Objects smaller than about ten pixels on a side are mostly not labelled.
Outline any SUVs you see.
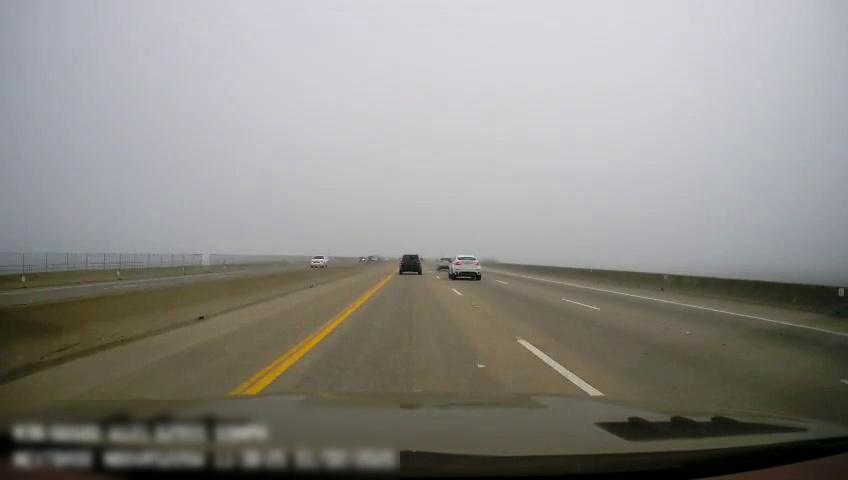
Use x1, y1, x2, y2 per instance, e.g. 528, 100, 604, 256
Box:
309, 254, 329, 269
398, 254, 424, 275
447, 255, 482, 281
436, 258, 451, 272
